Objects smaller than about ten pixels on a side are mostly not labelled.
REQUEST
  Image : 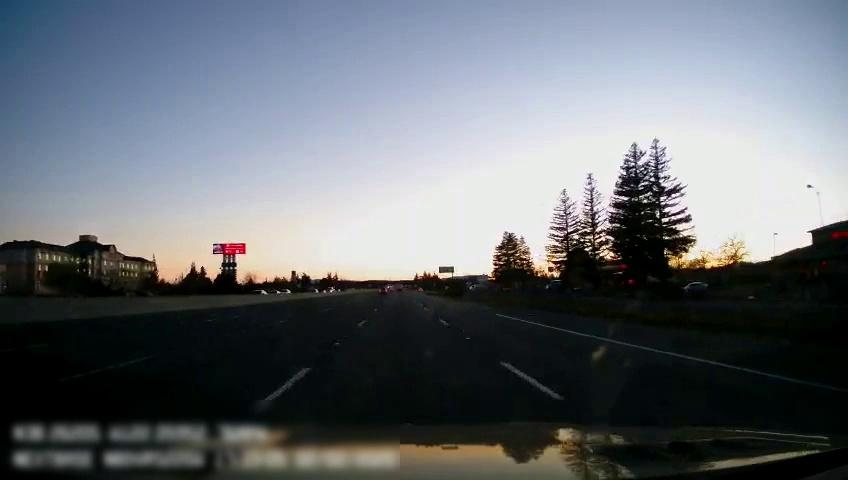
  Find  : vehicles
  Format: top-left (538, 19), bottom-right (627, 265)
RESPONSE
top-left (277, 289), bottom-right (291, 295)
top-left (249, 289), bottom-right (268, 296)
top-left (323, 287), bottom-right (336, 293)
top-left (682, 281), bottom-right (708, 292)
top-left (544, 280), bottom-right (565, 291)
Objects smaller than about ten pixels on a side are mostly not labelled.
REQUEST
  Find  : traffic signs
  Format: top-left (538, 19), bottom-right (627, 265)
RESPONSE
top-left (439, 267), bottom-right (454, 273)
